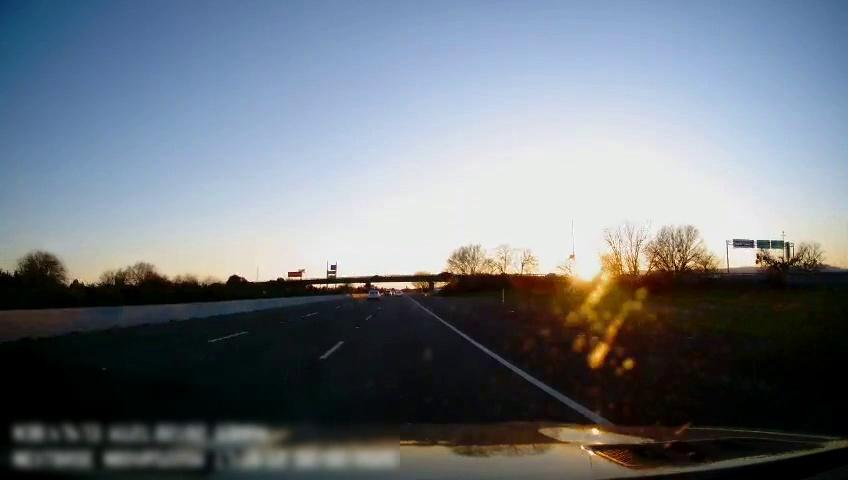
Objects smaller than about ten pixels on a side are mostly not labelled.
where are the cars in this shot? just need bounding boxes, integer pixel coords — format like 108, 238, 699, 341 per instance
367, 289, 381, 302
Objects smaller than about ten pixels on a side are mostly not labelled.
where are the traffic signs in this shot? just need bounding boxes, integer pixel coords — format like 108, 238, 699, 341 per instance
757, 239, 770, 249
771, 239, 784, 249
